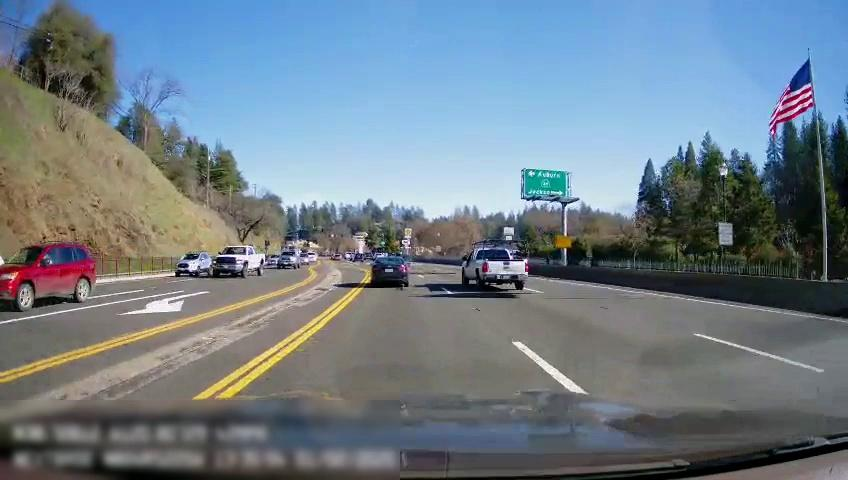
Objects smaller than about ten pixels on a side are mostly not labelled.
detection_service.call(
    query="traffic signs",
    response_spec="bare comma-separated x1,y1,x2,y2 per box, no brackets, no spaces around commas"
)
718,222,733,246
521,167,569,200
555,235,572,248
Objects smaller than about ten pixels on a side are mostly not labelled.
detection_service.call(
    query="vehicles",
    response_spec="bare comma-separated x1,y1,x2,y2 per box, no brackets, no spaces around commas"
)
211,245,266,279
0,242,97,312
298,253,310,266
351,253,363,262
371,252,384,261
344,252,354,260
174,251,213,277
0,255,5,266
369,255,412,288
461,238,529,293
277,250,302,269
267,255,282,265
306,251,319,263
